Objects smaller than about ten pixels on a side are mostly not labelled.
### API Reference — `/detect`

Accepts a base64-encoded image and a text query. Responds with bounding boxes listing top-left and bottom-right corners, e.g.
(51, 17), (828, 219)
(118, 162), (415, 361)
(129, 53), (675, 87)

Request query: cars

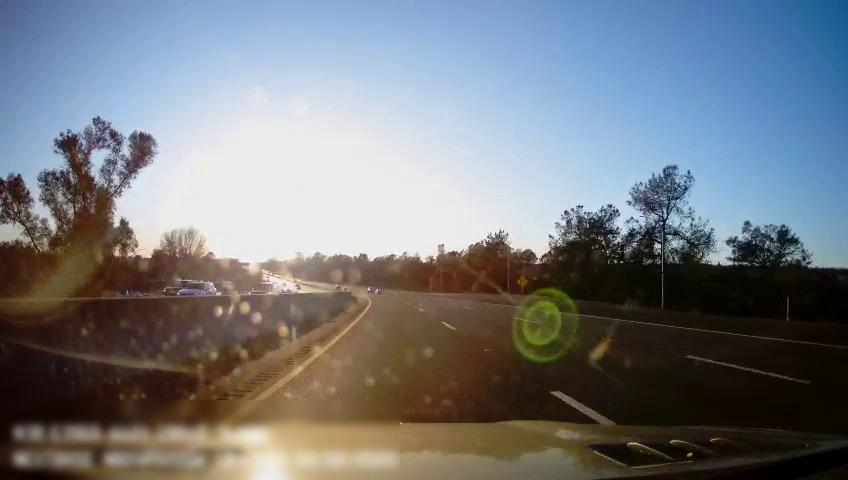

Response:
(176, 281), (217, 296)
(126, 280), (171, 298)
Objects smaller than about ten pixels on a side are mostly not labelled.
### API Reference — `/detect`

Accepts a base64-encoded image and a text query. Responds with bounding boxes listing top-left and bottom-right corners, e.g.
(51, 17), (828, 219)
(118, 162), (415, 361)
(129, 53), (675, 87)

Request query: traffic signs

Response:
(518, 275), (531, 290)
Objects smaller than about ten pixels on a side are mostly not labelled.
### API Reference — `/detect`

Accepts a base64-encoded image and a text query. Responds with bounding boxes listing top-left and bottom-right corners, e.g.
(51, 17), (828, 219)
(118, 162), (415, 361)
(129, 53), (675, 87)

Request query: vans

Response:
(161, 279), (204, 297)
